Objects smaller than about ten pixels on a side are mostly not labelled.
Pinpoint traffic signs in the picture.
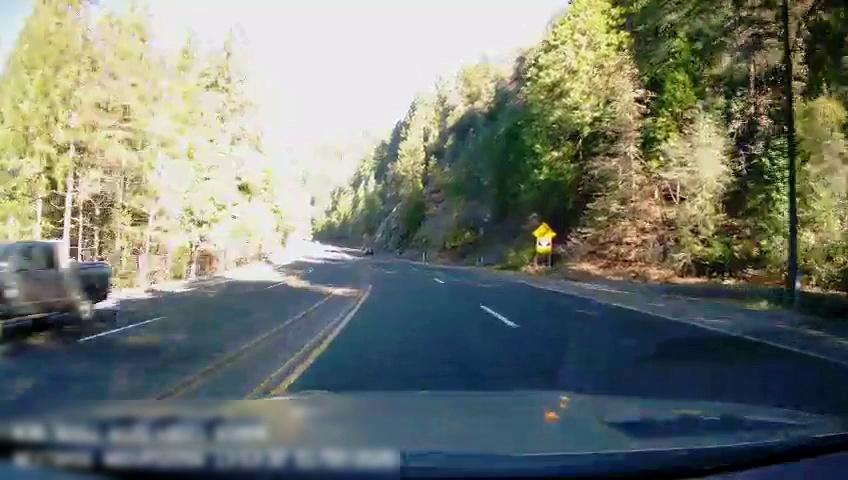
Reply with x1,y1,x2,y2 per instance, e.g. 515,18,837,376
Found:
536,245,552,256
532,222,557,248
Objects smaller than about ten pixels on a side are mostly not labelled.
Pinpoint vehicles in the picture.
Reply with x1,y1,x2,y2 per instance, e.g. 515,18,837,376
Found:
0,240,113,336
361,245,375,257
